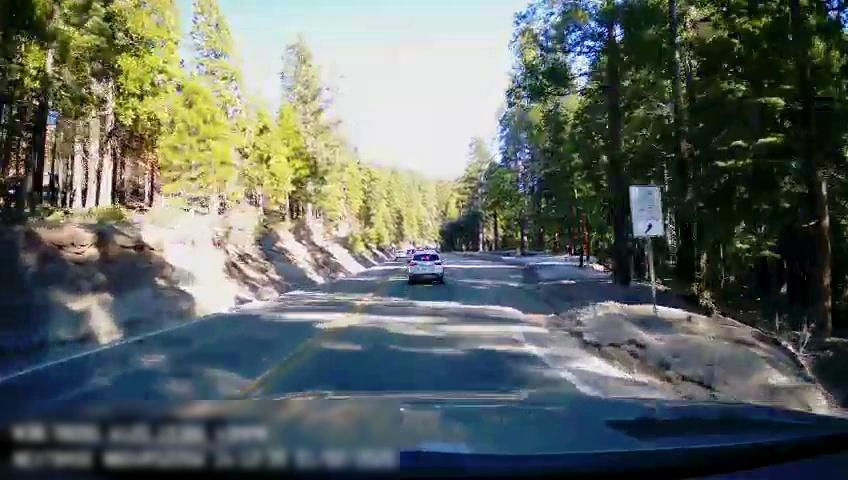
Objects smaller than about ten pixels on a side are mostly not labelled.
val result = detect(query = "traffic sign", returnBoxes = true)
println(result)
[628,185,665,238]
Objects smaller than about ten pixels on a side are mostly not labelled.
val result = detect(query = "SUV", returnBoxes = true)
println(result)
[406,251,446,285]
